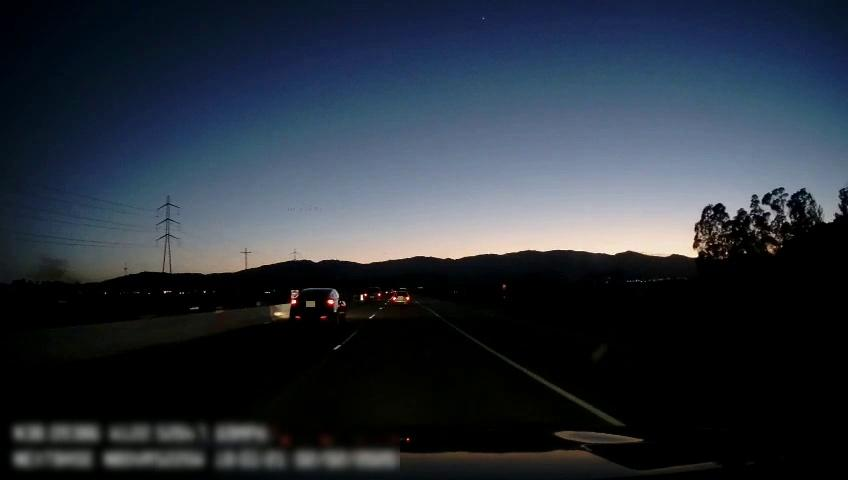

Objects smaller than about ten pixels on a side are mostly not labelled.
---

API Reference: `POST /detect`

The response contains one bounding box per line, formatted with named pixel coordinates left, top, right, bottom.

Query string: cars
left=290, top=288, right=347, bottom=328
left=363, top=287, right=383, bottom=304
left=392, top=291, right=411, bottom=306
